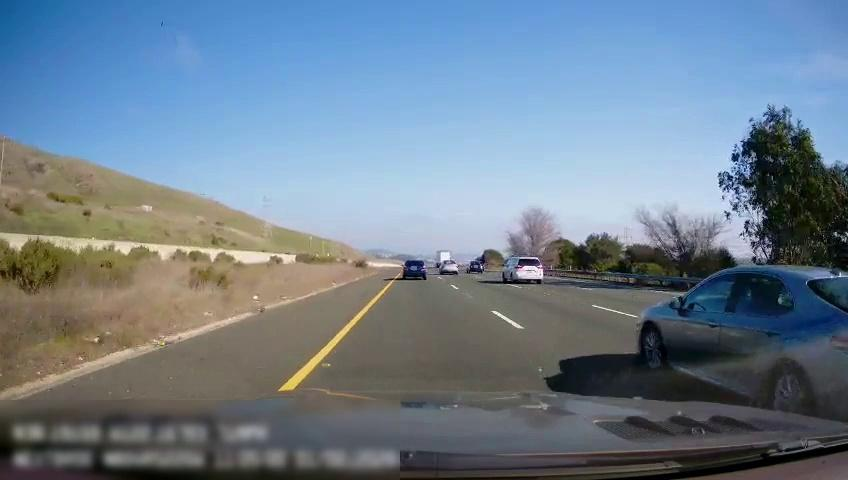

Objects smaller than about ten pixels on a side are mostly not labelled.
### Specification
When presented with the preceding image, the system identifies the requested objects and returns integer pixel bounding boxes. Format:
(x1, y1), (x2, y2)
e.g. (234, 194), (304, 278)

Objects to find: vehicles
(402, 260), (427, 281)
(636, 264), (848, 424)
(501, 257), (544, 285)
(466, 262), (483, 274)
(440, 261), (458, 275)
(435, 250), (452, 268)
